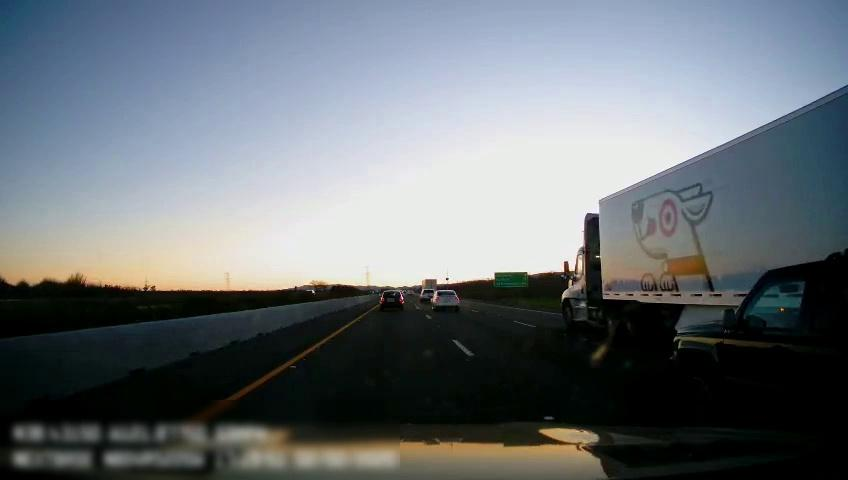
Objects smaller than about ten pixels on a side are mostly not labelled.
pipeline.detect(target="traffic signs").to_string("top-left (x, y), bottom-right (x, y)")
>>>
top-left (494, 272), bottom-right (528, 288)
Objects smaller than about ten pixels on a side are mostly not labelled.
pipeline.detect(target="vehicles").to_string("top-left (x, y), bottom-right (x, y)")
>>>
top-left (667, 247), bottom-right (848, 437)
top-left (379, 289), bottom-right (405, 312)
top-left (421, 278), bottom-right (437, 292)
top-left (560, 83), bottom-right (848, 354)
top-left (419, 288), bottom-right (435, 304)
top-left (304, 289), bottom-right (317, 297)
top-left (430, 289), bottom-right (460, 312)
